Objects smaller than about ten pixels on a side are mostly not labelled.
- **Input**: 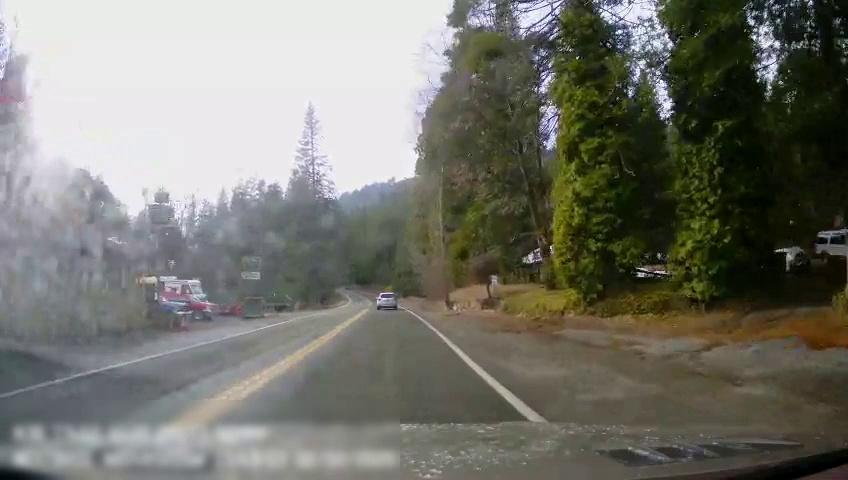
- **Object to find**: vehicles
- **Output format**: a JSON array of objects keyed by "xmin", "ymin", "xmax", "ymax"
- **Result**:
[
  {"xmin": 132, "ymin": 275, "xmax": 218, "ymax": 322},
  {"xmin": 376, "ymin": 292, "xmax": 397, "ymax": 311}
]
